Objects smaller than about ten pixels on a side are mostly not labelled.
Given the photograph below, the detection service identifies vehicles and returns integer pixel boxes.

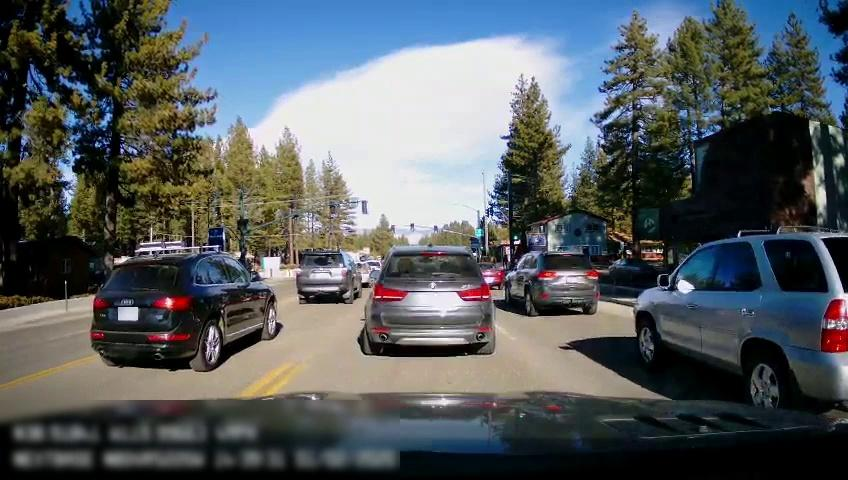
[632,225,848,407]
[367,261,381,274]
[296,250,361,305]
[358,261,370,287]
[89,250,278,373]
[363,248,495,358]
[479,262,503,291]
[503,250,600,316]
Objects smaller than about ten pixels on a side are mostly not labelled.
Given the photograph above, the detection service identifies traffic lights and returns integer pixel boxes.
[334,205,340,217]
[489,204,495,218]
[361,200,367,215]
[513,227,519,240]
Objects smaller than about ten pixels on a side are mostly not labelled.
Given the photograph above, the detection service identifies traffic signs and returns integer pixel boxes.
[473,224,485,238]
